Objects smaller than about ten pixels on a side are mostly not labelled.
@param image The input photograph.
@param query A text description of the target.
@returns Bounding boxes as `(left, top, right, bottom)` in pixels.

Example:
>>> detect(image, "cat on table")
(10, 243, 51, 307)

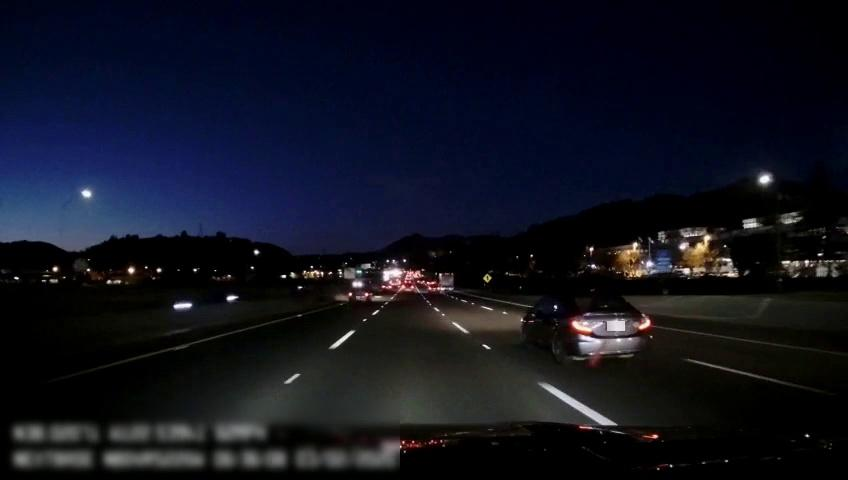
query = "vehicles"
(167, 295, 198, 310)
(521, 287, 652, 368)
(349, 287, 372, 304)
(221, 291, 243, 304)
(402, 280, 416, 292)
(428, 283, 440, 294)
(436, 273, 455, 293)
(382, 281, 395, 292)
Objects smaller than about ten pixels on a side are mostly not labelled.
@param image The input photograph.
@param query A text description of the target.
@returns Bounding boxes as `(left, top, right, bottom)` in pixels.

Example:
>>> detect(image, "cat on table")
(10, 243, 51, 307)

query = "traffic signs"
(482, 273, 492, 284)
(655, 251, 670, 271)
